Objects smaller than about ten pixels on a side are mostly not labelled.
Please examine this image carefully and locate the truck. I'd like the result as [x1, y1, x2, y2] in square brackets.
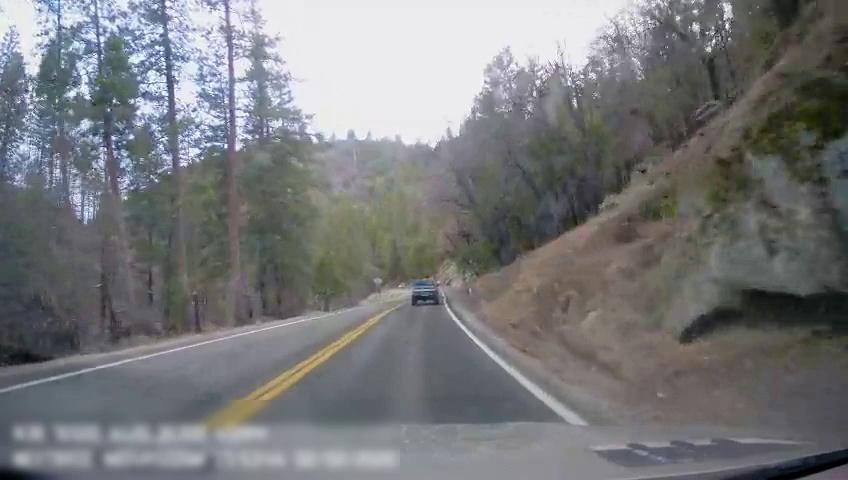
[411, 279, 439, 306]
